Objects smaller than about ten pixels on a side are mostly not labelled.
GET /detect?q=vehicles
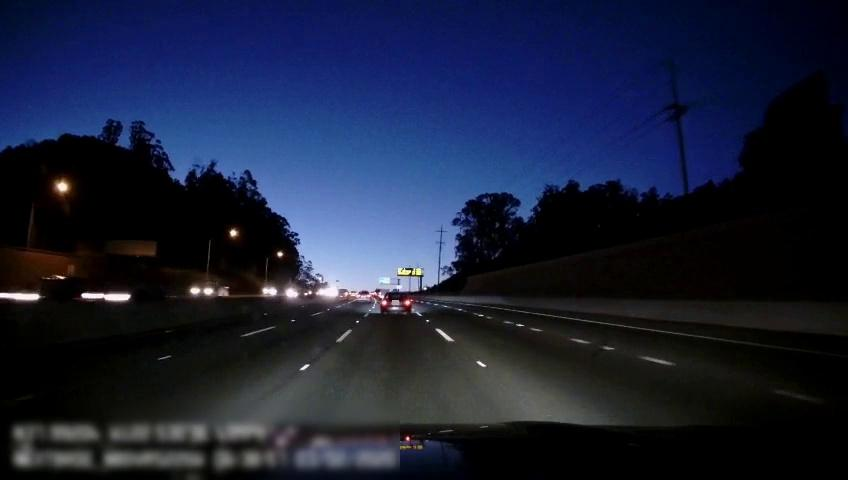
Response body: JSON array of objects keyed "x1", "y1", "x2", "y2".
[
  {"x1": 355, "y1": 290, "x2": 372, "y2": 305},
  {"x1": 190, "y1": 281, "x2": 229, "y2": 297},
  {"x1": 335, "y1": 288, "x2": 351, "y2": 302},
  {"x1": 263, "y1": 287, "x2": 278, "y2": 295},
  {"x1": 378, "y1": 289, "x2": 392, "y2": 298},
  {"x1": 81, "y1": 276, "x2": 164, "y2": 305},
  {"x1": 378, "y1": 291, "x2": 412, "y2": 319},
  {"x1": 294, "y1": 288, "x2": 313, "y2": 298},
  {"x1": 0, "y1": 276, "x2": 106, "y2": 307}
]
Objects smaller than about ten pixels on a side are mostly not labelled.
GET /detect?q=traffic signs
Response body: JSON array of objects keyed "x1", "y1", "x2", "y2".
[{"x1": 378, "y1": 277, "x2": 390, "y2": 284}]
